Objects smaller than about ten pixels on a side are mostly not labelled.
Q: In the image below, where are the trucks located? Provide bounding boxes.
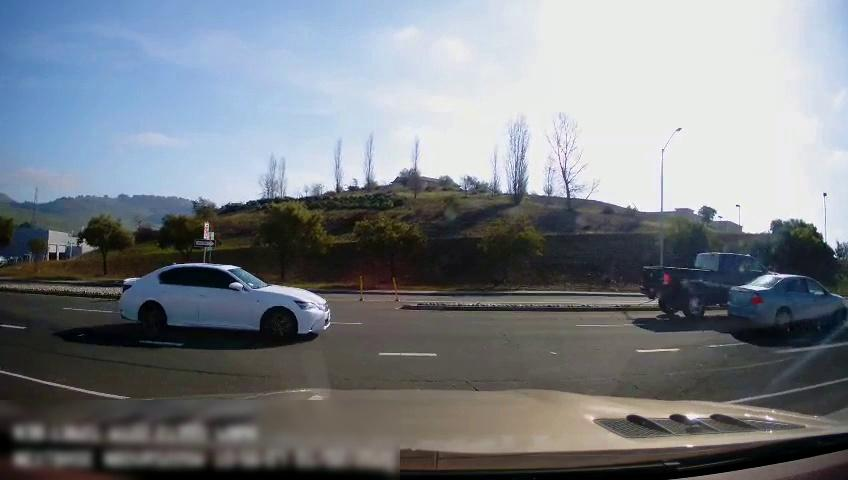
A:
[642,252,767,320]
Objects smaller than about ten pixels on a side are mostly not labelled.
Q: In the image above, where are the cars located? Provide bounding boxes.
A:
[726,274,848,331]
[118,262,331,342]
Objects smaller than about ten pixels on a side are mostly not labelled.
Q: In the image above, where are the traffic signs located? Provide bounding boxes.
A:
[194,239,213,247]
[203,222,210,241]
